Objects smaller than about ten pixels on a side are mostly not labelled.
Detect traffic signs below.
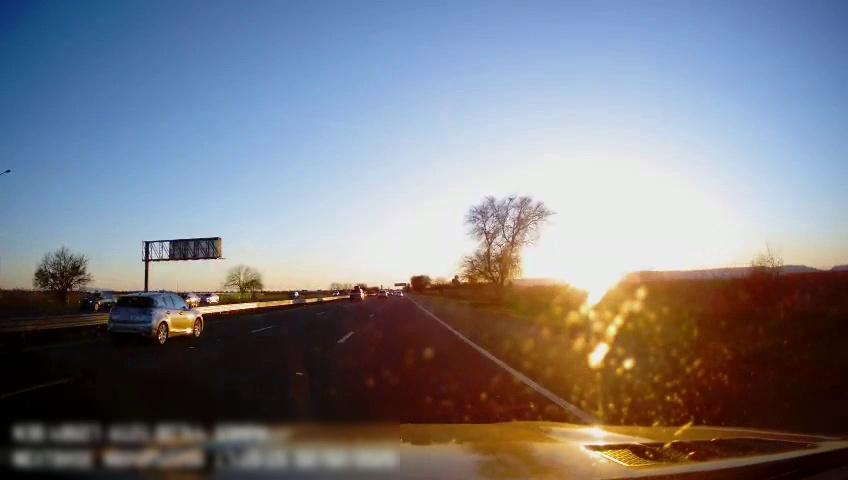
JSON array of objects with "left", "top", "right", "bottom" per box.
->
[{"left": 394, "top": 283, "right": 405, "bottom": 287}]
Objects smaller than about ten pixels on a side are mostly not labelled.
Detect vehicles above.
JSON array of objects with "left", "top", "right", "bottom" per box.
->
[
  {"left": 181, "top": 294, "right": 201, "bottom": 308},
  {"left": 201, "top": 293, "right": 220, "bottom": 306},
  {"left": 107, "top": 293, "right": 204, "bottom": 347},
  {"left": 81, "top": 293, "right": 114, "bottom": 313},
  {"left": 349, "top": 284, "right": 365, "bottom": 301},
  {"left": 287, "top": 290, "right": 300, "bottom": 300}
]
